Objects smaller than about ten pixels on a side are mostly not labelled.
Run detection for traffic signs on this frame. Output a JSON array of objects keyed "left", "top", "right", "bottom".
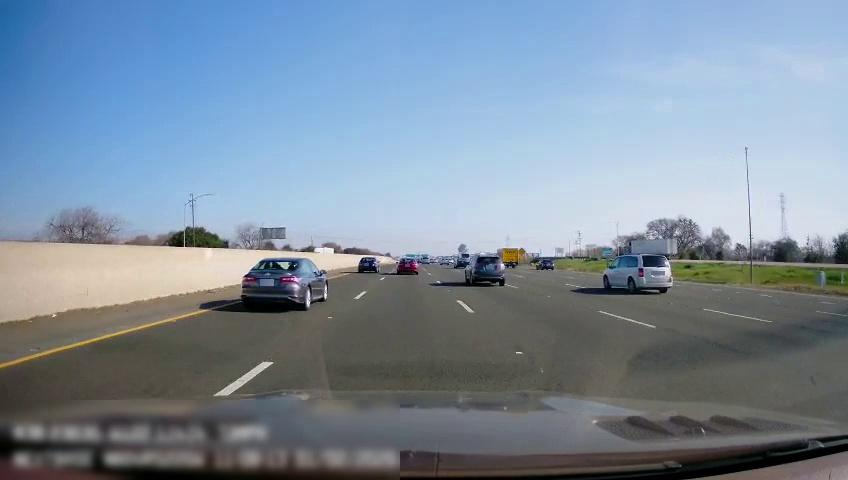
[
  {"left": 600, "top": 247, "right": 613, "bottom": 258},
  {"left": 260, "top": 227, "right": 287, "bottom": 240}
]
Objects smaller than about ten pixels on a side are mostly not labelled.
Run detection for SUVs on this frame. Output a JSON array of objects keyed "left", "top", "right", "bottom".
[
  {"left": 358, "top": 257, "right": 380, "bottom": 273},
  {"left": 463, "top": 252, "right": 506, "bottom": 287}
]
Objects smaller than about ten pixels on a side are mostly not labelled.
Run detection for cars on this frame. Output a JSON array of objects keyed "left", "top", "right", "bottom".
[
  {"left": 535, "top": 259, "right": 555, "bottom": 271},
  {"left": 240, "top": 257, "right": 329, "bottom": 311},
  {"left": 454, "top": 258, "right": 469, "bottom": 269},
  {"left": 395, "top": 258, "right": 419, "bottom": 276}
]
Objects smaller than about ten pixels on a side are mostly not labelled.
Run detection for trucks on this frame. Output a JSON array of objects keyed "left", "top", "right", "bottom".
[
  {"left": 623, "top": 237, "right": 678, "bottom": 258},
  {"left": 313, "top": 247, "right": 334, "bottom": 255},
  {"left": 496, "top": 248, "right": 519, "bottom": 269}
]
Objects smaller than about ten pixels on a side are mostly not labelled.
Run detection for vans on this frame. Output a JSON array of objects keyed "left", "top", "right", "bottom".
[{"left": 601, "top": 253, "right": 673, "bottom": 294}]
